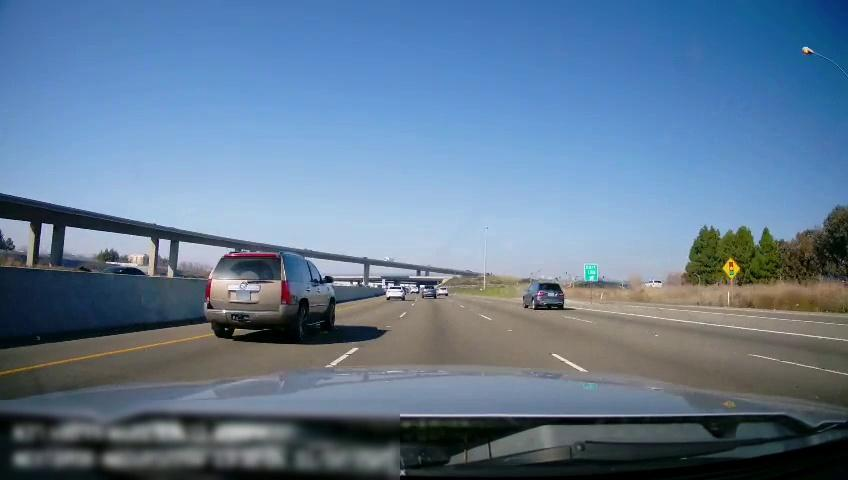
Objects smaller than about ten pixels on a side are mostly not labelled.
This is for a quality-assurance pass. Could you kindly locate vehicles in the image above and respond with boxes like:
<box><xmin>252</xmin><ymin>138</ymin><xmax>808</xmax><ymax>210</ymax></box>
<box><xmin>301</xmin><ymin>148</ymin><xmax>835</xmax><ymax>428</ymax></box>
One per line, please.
<box><xmin>385</xmin><ymin>285</ymin><xmax>406</xmax><ymax>301</ymax></box>
<box><xmin>409</xmin><ymin>285</ymin><xmax>419</xmax><ymax>295</ymax></box>
<box><xmin>383</xmin><ymin>255</ymin><xmax>395</xmax><ymax>263</ymax></box>
<box><xmin>202</xmin><ymin>248</ymin><xmax>337</xmax><ymax>344</ymax></box>
<box><xmin>651</xmin><ymin>280</ymin><xmax>664</xmax><ymax>288</ymax></box>
<box><xmin>522</xmin><ymin>282</ymin><xmax>565</xmax><ymax>311</ymax></box>
<box><xmin>94</xmin><ymin>265</ymin><xmax>147</xmax><ymax>276</ymax></box>
<box><xmin>421</xmin><ymin>286</ymin><xmax>437</xmax><ymax>300</ymax></box>
<box><xmin>437</xmin><ymin>287</ymin><xmax>449</xmax><ymax>297</ymax></box>
<box><xmin>642</xmin><ymin>280</ymin><xmax>652</xmax><ymax>288</ymax></box>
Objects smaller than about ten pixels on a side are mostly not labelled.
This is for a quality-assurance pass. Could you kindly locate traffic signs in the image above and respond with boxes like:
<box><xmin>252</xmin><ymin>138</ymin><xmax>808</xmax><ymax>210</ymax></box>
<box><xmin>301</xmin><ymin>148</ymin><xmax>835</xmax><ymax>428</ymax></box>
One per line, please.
<box><xmin>583</xmin><ymin>263</ymin><xmax>599</xmax><ymax>282</ymax></box>
<box><xmin>722</xmin><ymin>257</ymin><xmax>741</xmax><ymax>280</ymax></box>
